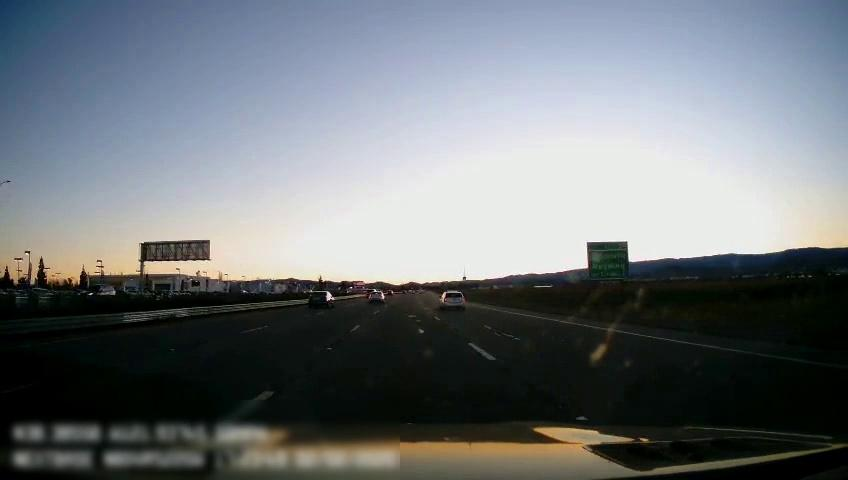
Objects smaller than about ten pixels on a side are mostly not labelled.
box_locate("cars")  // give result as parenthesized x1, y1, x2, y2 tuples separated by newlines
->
(368, 290, 385, 304)
(308, 290, 337, 309)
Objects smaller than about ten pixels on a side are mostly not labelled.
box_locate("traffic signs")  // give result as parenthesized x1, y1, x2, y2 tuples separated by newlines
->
(587, 242, 630, 280)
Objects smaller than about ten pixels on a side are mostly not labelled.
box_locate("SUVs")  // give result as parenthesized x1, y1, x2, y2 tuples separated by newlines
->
(77, 285, 116, 297)
(438, 291, 466, 312)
